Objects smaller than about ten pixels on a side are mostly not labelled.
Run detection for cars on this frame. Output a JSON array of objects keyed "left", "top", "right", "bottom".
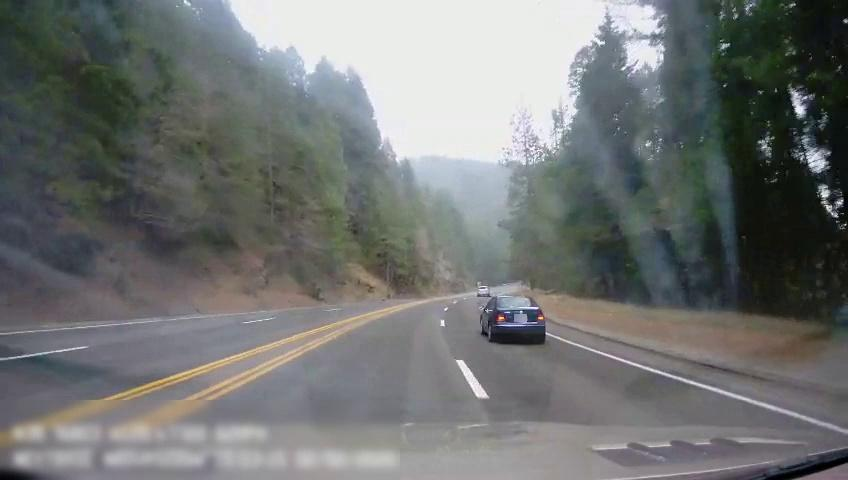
[
  {"left": 477, "top": 285, "right": 490, "bottom": 297},
  {"left": 480, "top": 295, "right": 546, "bottom": 347}
]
